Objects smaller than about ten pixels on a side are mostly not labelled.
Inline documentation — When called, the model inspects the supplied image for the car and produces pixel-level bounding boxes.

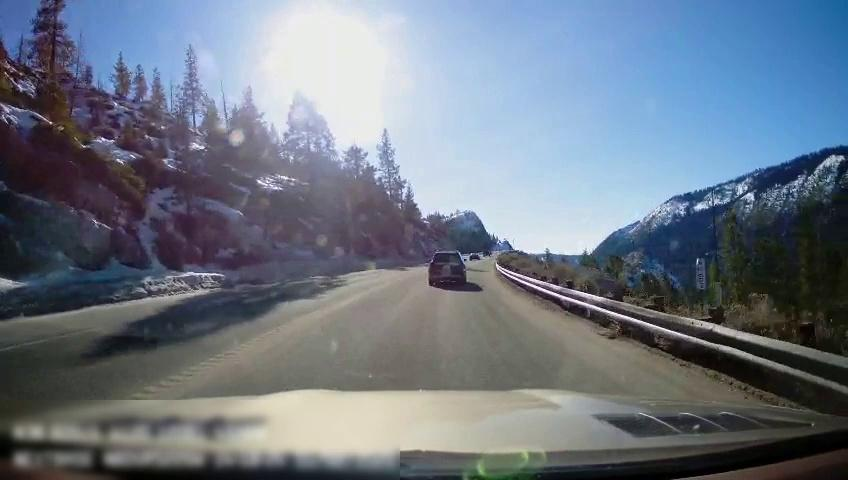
[469,251,482,262]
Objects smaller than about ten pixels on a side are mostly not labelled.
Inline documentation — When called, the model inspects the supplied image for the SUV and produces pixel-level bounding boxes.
[428,249,468,288]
